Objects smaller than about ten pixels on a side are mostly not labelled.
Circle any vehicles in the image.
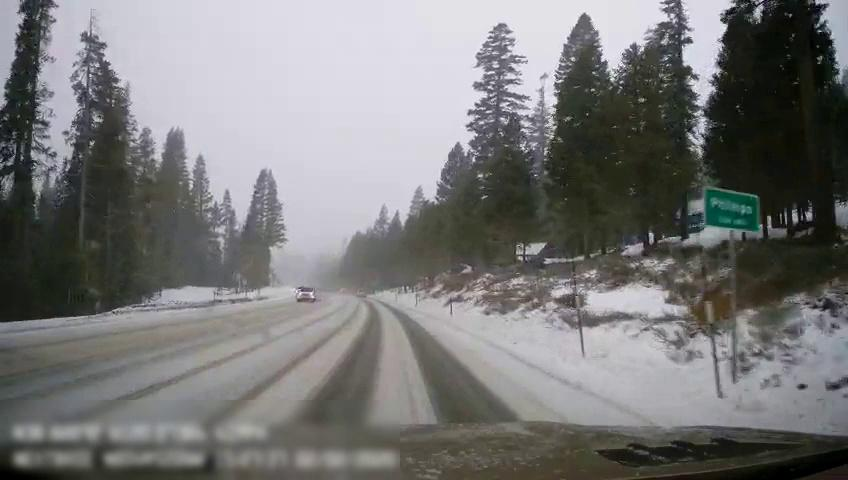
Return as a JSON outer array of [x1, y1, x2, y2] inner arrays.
[[295, 286, 304, 296], [355, 289, 367, 298], [296, 287, 317, 303]]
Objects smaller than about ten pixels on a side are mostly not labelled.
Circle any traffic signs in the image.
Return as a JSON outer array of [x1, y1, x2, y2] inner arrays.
[[702, 185, 761, 234]]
